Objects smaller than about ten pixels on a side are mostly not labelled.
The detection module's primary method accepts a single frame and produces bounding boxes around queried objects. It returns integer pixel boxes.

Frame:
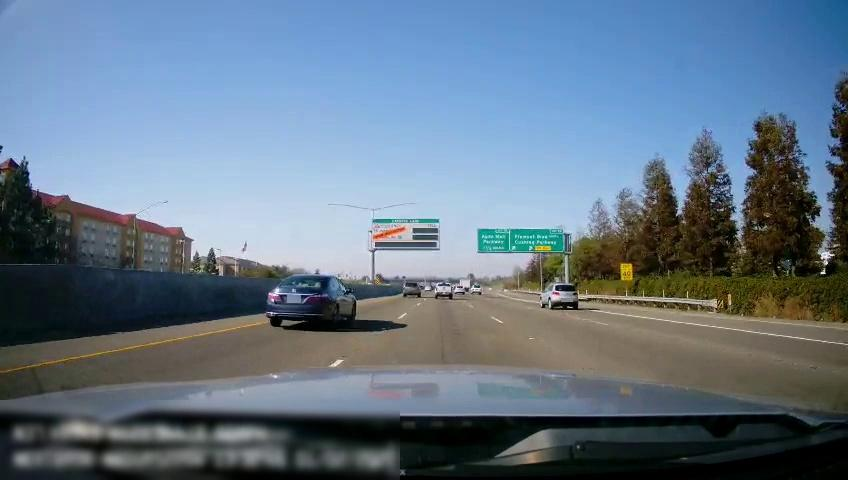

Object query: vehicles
[401,280,422,298]
[539,284,579,310]
[460,279,470,292]
[454,284,466,295]
[265,273,357,329]
[435,281,454,299]
[470,284,482,295]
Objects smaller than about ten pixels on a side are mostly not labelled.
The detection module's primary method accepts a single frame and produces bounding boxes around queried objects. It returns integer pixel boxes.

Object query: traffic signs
[620,269,633,281]
[509,227,565,254]
[476,227,509,253]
